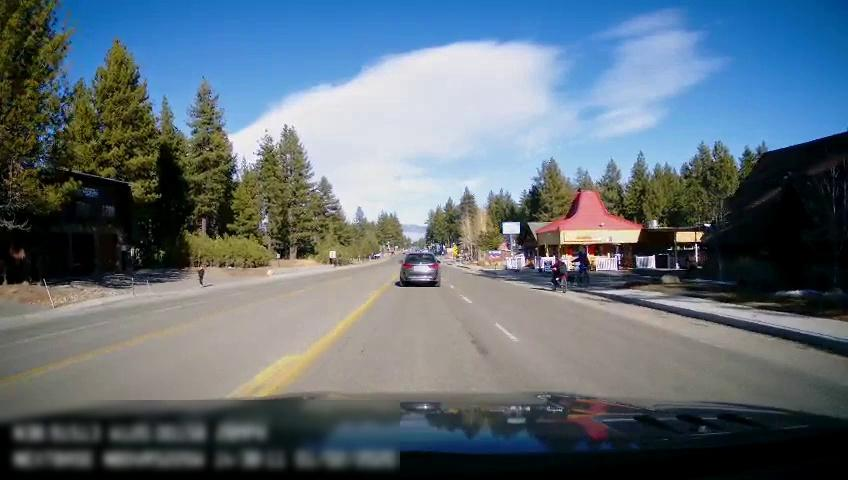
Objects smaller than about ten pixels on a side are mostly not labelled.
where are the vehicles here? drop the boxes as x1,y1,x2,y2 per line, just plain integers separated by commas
400,254,439,288
673,249,705,268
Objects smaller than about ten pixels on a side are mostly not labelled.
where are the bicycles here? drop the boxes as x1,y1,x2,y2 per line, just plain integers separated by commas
549,260,564,291
571,249,591,283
